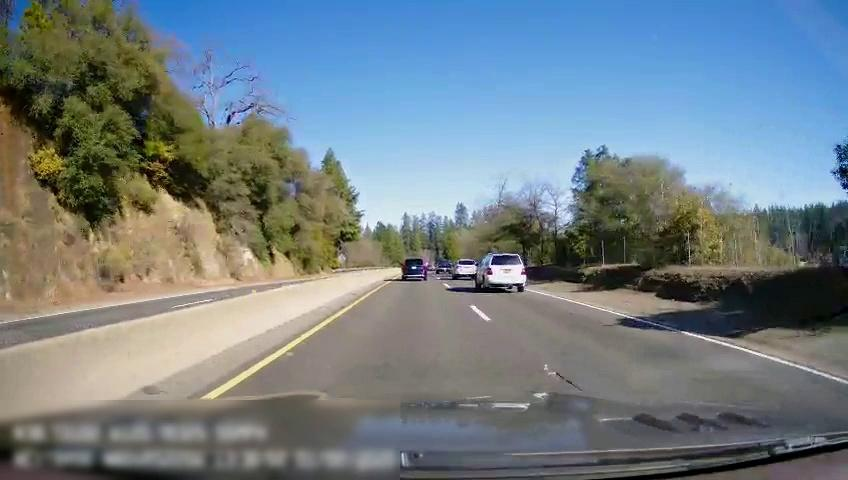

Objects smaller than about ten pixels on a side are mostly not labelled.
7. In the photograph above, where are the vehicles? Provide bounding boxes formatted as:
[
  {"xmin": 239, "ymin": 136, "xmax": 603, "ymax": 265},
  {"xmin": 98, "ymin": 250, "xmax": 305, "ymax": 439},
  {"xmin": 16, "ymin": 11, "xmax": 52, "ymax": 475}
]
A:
[
  {"xmin": 435, "ymin": 262, "xmax": 452, "ymax": 275},
  {"xmin": 474, "ymin": 253, "xmax": 528, "ymax": 294},
  {"xmin": 451, "ymin": 259, "xmax": 478, "ymax": 280},
  {"xmin": 399, "ymin": 258, "xmax": 428, "ymax": 280}
]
